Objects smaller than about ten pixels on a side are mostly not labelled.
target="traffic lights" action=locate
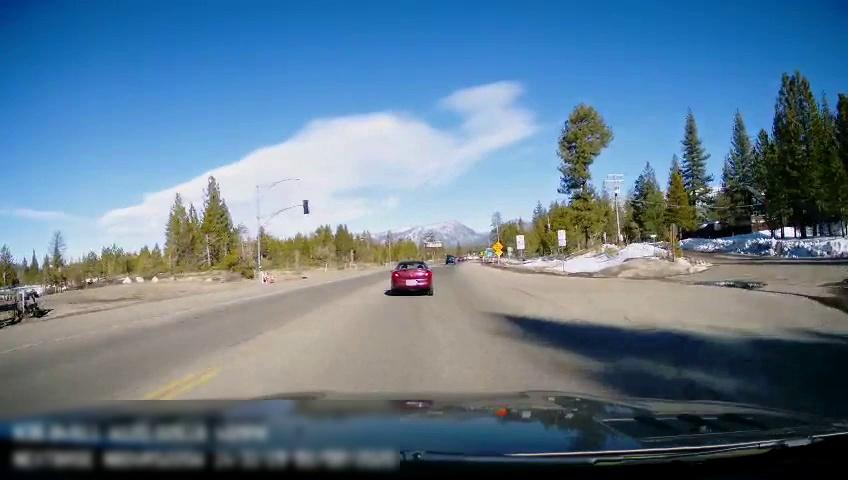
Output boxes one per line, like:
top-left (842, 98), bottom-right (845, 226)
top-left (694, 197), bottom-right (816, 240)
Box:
top-left (302, 199), bottom-right (311, 215)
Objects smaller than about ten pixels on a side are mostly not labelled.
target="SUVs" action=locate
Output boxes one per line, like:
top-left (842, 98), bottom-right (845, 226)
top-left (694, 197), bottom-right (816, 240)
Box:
top-left (446, 255), bottom-right (457, 265)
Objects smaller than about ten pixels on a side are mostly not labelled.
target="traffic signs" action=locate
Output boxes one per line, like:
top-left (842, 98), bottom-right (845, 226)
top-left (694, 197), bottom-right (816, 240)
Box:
top-left (558, 229), bottom-right (566, 240)
top-left (516, 235), bottom-right (525, 249)
top-left (493, 241), bottom-right (503, 252)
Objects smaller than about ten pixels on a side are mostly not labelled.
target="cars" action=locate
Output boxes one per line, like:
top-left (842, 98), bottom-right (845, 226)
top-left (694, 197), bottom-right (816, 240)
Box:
top-left (391, 261), bottom-right (433, 293)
